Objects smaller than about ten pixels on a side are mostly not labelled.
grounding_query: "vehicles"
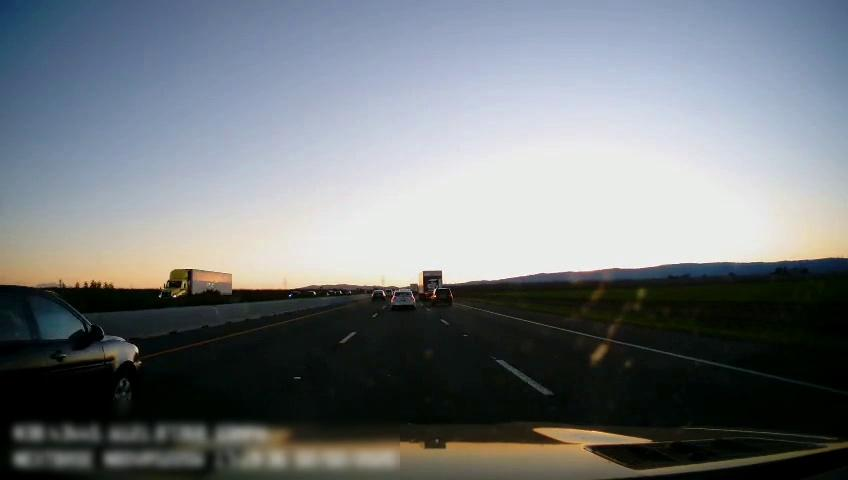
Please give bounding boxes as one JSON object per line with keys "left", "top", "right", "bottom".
{"left": 288, "top": 290, "right": 302, "bottom": 299}
{"left": 410, "top": 283, "right": 418, "bottom": 294}
{"left": 0, "top": 284, "right": 145, "bottom": 427}
{"left": 391, "top": 289, "right": 417, "bottom": 310}
{"left": 430, "top": 287, "right": 454, "bottom": 307}
{"left": 418, "top": 270, "right": 443, "bottom": 300}
{"left": 371, "top": 289, "right": 386, "bottom": 302}
{"left": 158, "top": 268, "right": 233, "bottom": 301}
{"left": 306, "top": 290, "right": 318, "bottom": 297}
